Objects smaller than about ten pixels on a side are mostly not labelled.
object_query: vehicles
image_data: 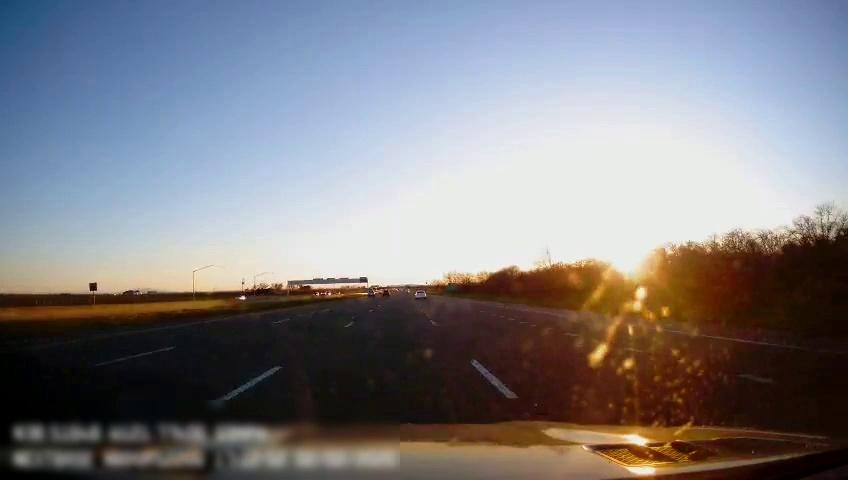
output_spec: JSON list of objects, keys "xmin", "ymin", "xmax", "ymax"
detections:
[
  {"xmin": 414, "ymin": 290, "xmax": 427, "ymax": 300},
  {"xmin": 234, "ymin": 295, "xmax": 246, "ymax": 301}
]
